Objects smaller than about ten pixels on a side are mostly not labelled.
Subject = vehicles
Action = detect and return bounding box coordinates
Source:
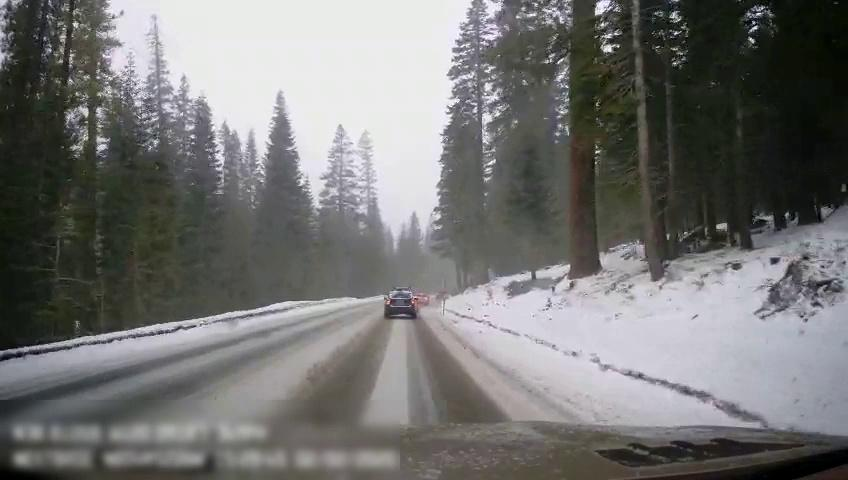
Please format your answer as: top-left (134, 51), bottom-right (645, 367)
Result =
top-left (413, 293), bottom-right (429, 305)
top-left (383, 286), bottom-right (419, 320)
